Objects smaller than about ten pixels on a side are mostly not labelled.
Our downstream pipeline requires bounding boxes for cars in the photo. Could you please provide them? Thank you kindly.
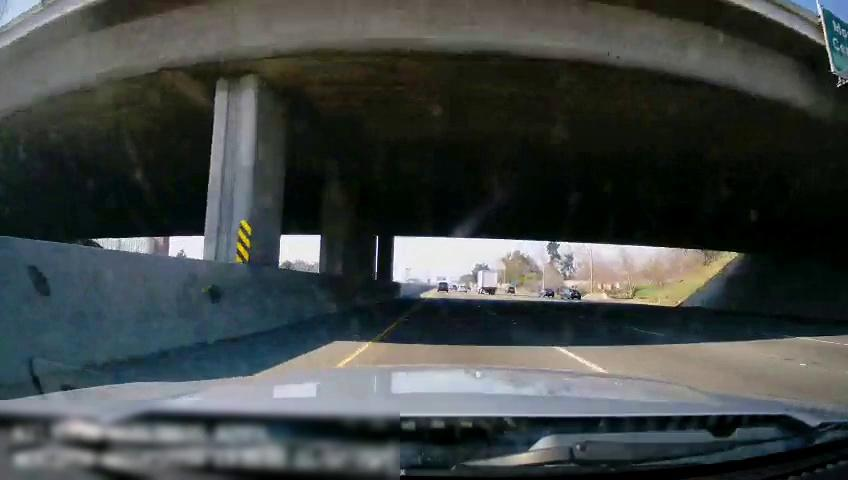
[538,288,554,297]
[560,288,581,299]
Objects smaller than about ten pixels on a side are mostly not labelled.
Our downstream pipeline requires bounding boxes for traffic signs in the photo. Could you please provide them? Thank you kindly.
[236,220,255,264]
[821,7,848,75]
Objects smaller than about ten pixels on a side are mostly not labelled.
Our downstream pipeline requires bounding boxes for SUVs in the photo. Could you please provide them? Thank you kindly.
[437,281,449,292]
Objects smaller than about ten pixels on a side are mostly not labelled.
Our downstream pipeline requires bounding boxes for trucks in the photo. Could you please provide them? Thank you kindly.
[477,271,498,295]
